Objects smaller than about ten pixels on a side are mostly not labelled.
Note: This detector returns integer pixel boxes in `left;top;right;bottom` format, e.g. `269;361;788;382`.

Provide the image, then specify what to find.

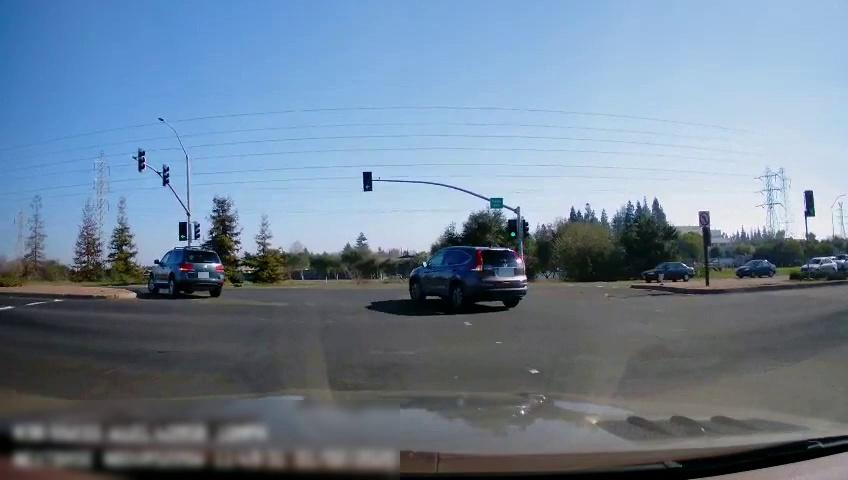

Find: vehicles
408;245;527;314
641;261;694;284
800;256;837;275
833;254;848;271
735;259;776;278
147;248;225;300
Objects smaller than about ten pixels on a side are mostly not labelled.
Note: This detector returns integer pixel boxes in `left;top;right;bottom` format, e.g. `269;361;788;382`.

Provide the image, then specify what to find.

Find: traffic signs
490;197;503;208
698;210;710;227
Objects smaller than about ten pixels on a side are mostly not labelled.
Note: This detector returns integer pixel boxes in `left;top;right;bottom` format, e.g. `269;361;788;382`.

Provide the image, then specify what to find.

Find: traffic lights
162;164;170;185
521;218;529;237
137;147;146;172
179;222;187;241
507;219;518;239
194;221;200;241
804;190;815;216
362;171;372;191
